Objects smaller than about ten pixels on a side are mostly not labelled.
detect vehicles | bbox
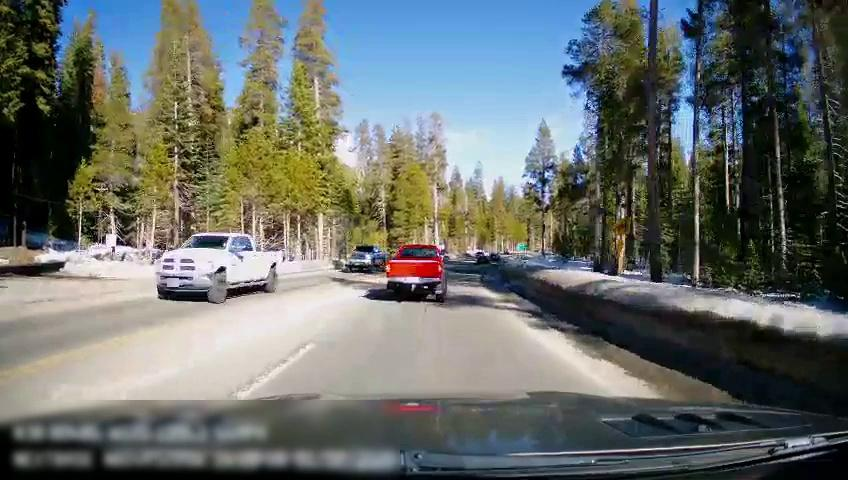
[343,245,386,274]
[476,255,493,266]
[385,242,448,298]
[489,252,501,263]
[154,232,289,305]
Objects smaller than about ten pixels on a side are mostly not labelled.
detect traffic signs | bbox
[516,242,528,251]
